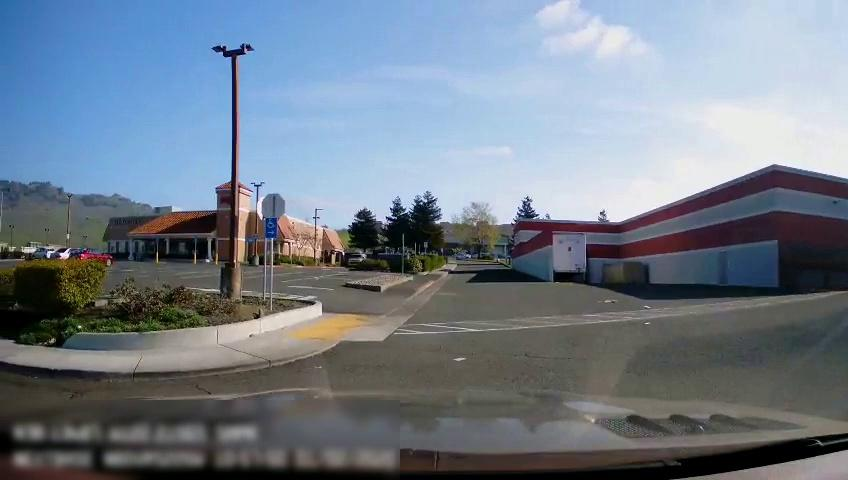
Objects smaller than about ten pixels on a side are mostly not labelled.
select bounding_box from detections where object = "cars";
[26,246,55,260]
[68,247,112,267]
[49,247,73,261]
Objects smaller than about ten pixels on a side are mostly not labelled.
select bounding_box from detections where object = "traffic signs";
[265,217,278,239]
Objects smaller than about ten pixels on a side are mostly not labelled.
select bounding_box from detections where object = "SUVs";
[348,252,366,266]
